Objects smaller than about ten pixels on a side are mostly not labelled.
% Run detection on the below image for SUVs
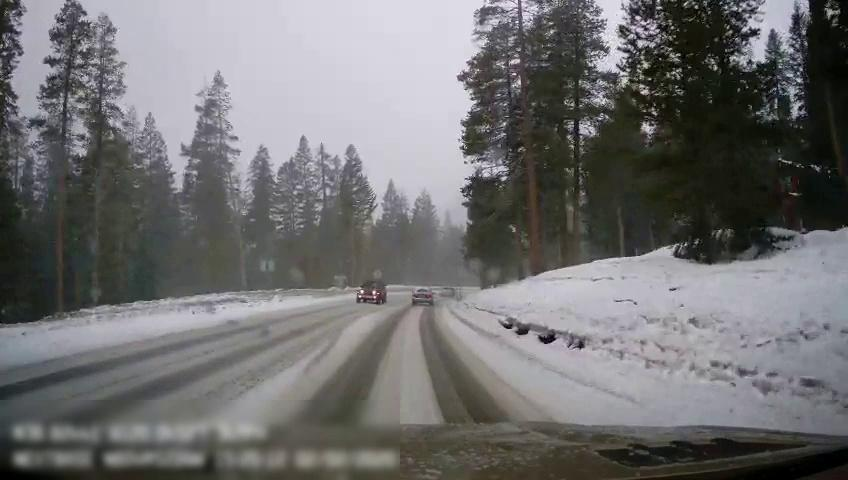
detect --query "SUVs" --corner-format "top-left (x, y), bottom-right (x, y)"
top-left (410, 286), bottom-right (435, 307)
top-left (356, 278), bottom-right (387, 304)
